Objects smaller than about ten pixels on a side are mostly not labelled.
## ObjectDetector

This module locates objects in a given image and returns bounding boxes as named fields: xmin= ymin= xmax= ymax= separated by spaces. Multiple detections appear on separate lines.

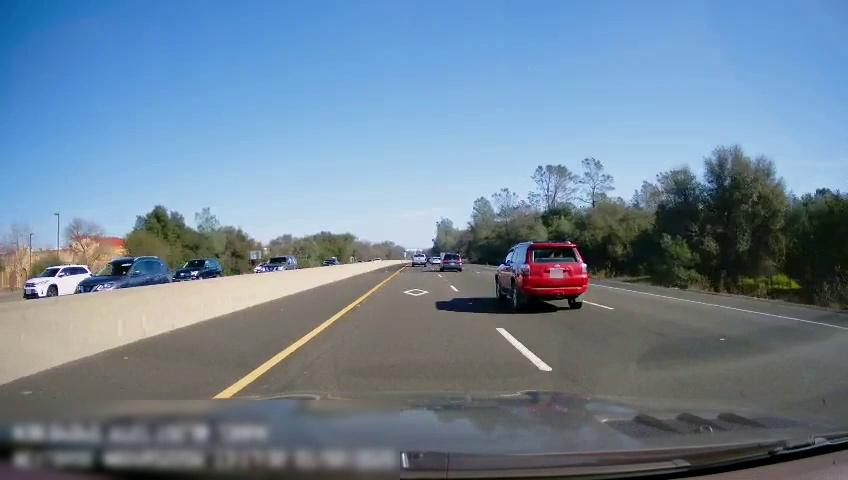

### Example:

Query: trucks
xmin=412 ymin=254 xmax=427 ymax=267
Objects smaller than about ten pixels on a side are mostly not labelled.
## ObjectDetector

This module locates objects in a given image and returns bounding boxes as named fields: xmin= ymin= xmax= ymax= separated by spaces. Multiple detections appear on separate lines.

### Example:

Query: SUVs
xmin=494 ymin=240 xmax=589 ymax=312
xmin=23 ymin=264 xmax=96 ymax=301
xmin=73 ymin=256 xmax=173 ymax=295
xmin=439 ymin=254 xmax=463 ymax=272
xmin=262 ymin=255 xmax=298 ymax=273
xmin=173 ymin=257 xmax=225 ymax=282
